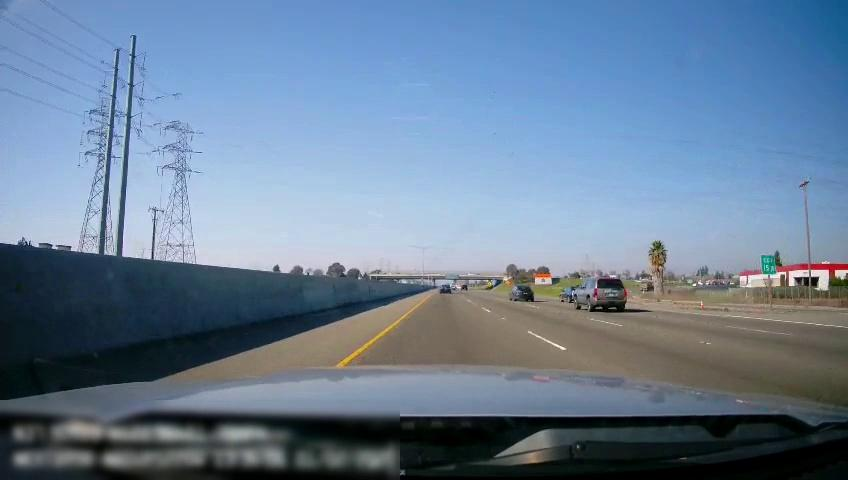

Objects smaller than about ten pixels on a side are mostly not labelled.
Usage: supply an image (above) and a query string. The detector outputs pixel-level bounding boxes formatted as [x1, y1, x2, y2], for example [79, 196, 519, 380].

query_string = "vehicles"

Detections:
[510, 285, 534, 301]
[559, 286, 577, 304]
[574, 277, 627, 312]
[440, 284, 452, 294]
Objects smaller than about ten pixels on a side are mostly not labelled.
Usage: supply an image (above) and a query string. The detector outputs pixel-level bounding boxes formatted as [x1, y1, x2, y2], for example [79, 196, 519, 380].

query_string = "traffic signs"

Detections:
[760, 253, 777, 275]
